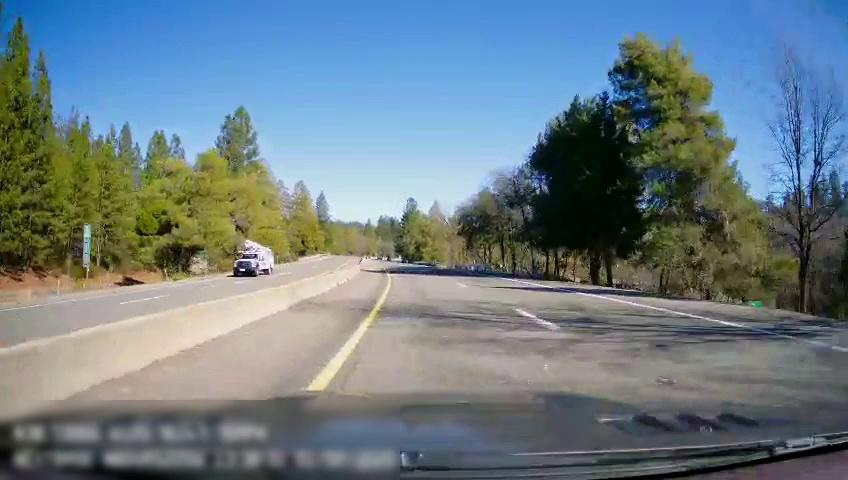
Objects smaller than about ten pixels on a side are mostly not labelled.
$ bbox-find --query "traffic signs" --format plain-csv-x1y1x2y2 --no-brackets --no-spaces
83,241,92,256
83,256,90,268
83,224,92,240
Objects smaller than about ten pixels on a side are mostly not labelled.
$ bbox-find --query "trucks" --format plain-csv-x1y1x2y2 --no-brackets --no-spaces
232,240,275,277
